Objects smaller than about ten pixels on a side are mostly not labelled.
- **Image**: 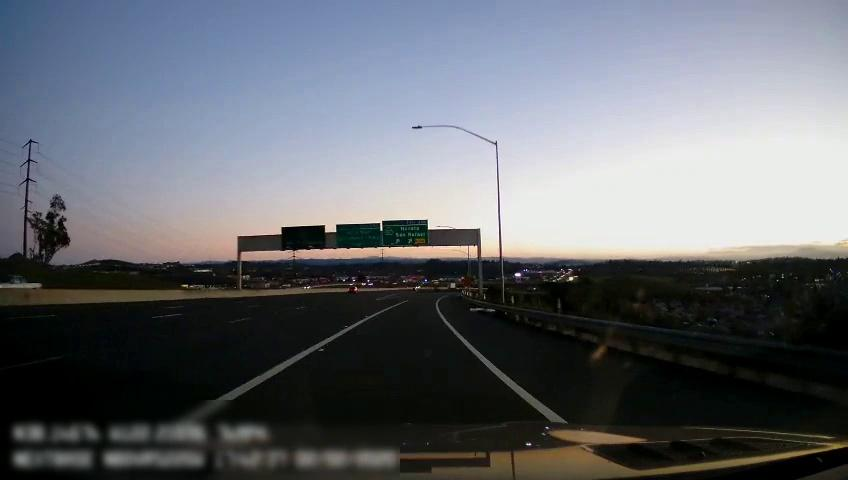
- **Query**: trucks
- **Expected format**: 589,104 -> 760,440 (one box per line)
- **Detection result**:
0,275 -> 42,289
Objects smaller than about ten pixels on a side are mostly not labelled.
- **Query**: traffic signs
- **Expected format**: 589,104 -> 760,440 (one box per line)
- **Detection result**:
381,218 -> 429,246
280,224 -> 326,248
335,223 -> 382,248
